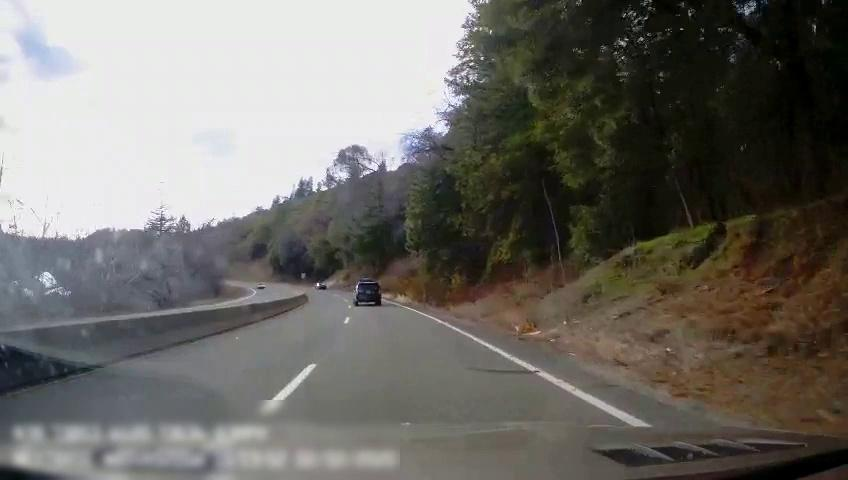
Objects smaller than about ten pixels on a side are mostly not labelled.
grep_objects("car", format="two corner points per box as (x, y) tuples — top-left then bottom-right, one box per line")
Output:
(316, 282), (327, 290)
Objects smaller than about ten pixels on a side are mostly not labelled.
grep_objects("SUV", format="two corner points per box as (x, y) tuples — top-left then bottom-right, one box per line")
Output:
(353, 281), (382, 306)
